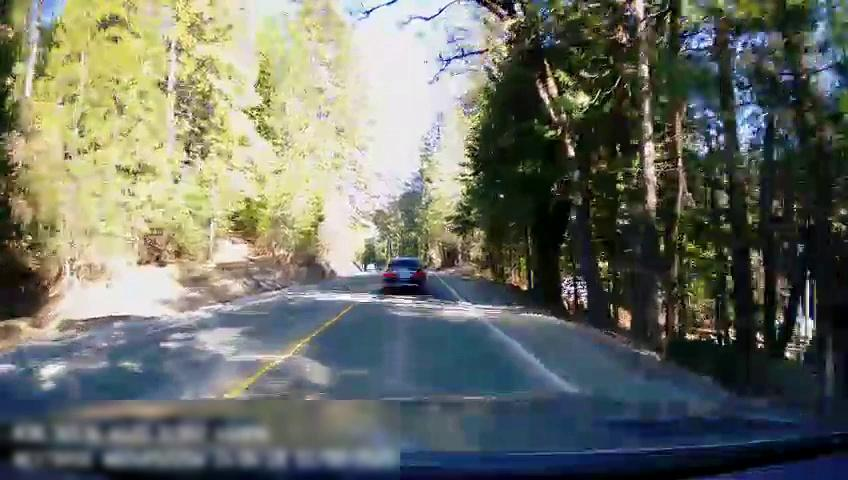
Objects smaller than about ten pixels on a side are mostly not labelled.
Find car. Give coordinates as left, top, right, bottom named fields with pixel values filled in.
left=381, top=256, right=429, bottom=293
